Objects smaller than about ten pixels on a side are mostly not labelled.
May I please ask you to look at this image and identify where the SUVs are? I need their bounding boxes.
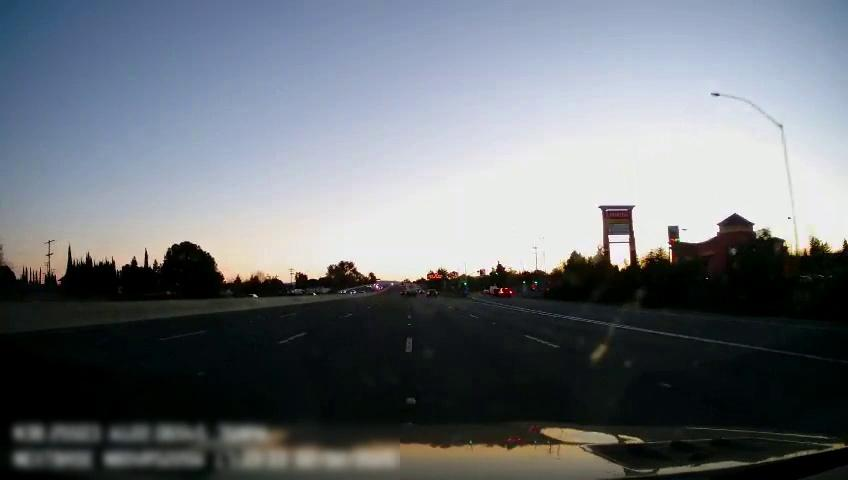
[305,292,317,297]
[498,288,513,297]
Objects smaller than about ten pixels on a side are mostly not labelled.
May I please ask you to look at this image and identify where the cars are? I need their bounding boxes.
[245,294,258,299]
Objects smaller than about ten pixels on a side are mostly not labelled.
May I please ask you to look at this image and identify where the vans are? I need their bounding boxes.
[406,284,417,296]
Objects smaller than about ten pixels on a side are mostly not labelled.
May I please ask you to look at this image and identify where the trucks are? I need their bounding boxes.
[426,289,438,297]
